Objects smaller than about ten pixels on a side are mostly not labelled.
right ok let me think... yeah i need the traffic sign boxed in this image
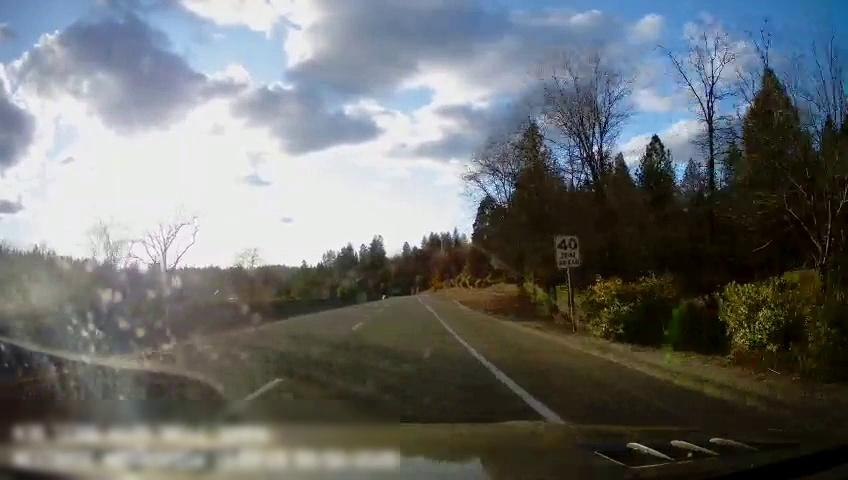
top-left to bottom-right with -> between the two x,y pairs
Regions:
554,234 -> 581,269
